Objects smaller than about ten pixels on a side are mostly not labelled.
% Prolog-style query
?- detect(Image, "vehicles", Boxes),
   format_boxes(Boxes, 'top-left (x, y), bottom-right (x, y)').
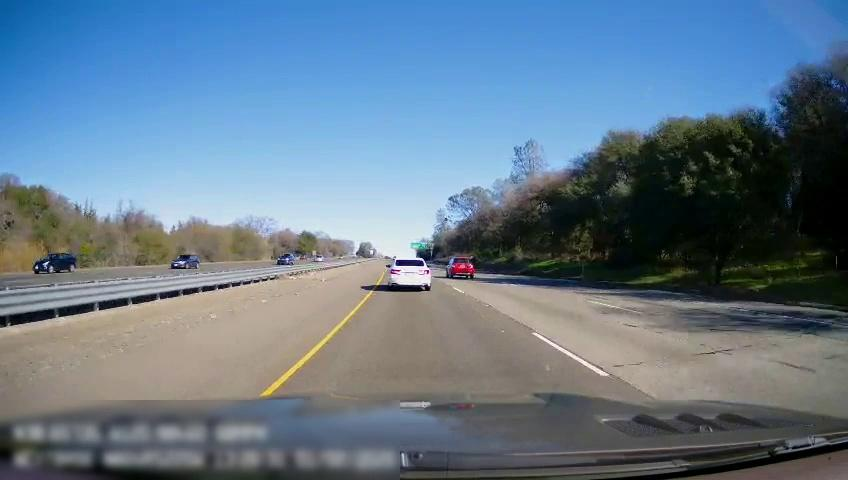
top-left (276, 253), bottom-right (297, 266)
top-left (313, 255), bottom-right (324, 263)
top-left (445, 256), bottom-right (475, 280)
top-left (170, 253), bottom-right (200, 270)
top-left (31, 251), bottom-right (77, 276)
top-left (384, 258), bottom-right (432, 292)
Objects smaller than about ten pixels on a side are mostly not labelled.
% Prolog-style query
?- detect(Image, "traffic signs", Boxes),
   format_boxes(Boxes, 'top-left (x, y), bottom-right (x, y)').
top-left (409, 242), bottom-right (428, 249)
